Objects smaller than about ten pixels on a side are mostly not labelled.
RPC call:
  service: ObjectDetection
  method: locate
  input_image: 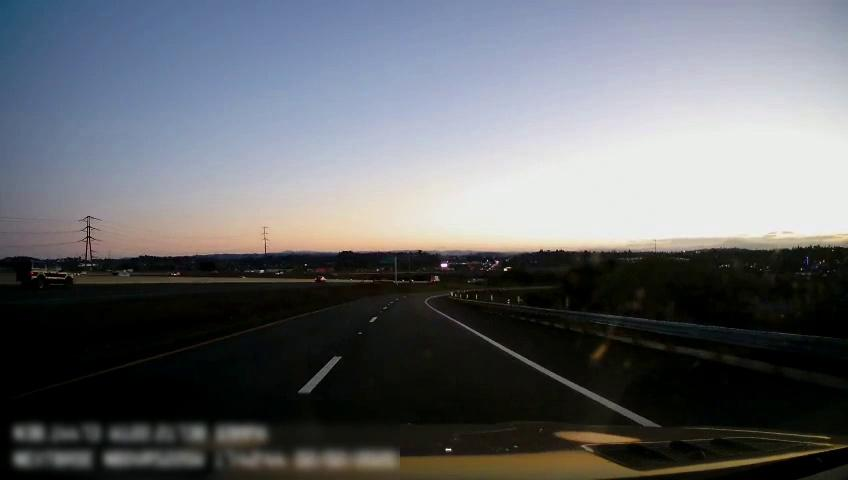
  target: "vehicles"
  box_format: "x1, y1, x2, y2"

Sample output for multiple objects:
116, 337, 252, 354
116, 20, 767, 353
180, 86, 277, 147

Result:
313, 275, 327, 284
15, 259, 74, 291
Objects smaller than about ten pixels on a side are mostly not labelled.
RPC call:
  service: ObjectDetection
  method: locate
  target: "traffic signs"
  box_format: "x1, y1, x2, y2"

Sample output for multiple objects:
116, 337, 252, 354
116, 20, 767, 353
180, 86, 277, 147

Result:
380, 255, 396, 264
